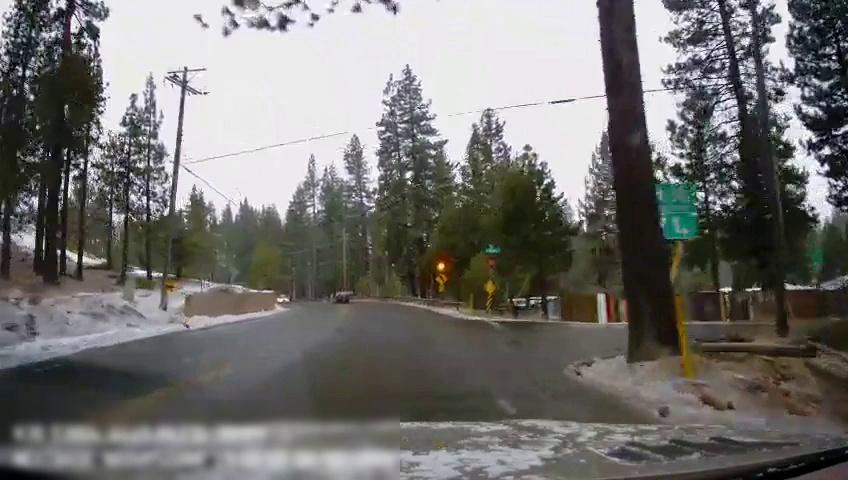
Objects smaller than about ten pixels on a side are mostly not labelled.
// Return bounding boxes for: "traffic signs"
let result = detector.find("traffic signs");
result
[485,248,501,255]
[656,181,699,240]
[484,277,496,294]
[435,272,448,288]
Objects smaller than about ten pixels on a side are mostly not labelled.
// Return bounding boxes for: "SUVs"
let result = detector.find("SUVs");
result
[334,290,350,304]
